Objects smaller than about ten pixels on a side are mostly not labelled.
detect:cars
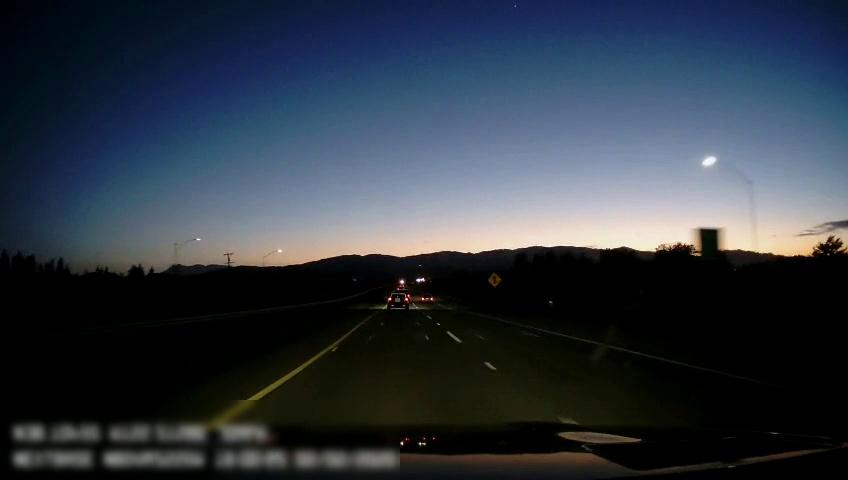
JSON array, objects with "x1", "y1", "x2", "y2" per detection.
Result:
[
  {"x1": 421, "y1": 294, "x2": 434, "y2": 304},
  {"x1": 387, "y1": 292, "x2": 409, "y2": 310}
]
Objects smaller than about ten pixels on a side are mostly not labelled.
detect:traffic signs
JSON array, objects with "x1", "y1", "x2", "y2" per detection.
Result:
[{"x1": 487, "y1": 271, "x2": 503, "y2": 289}]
